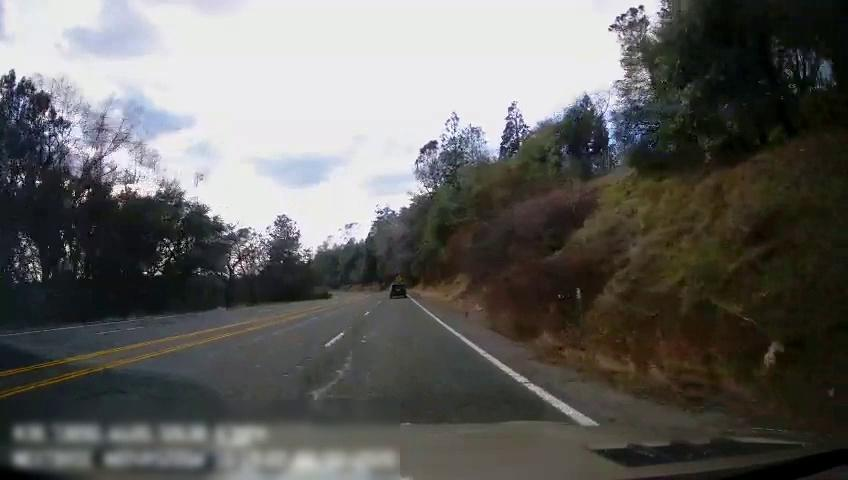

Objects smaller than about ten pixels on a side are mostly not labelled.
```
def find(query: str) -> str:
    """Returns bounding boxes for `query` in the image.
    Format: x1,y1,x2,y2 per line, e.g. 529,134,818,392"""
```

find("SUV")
389,284,407,300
